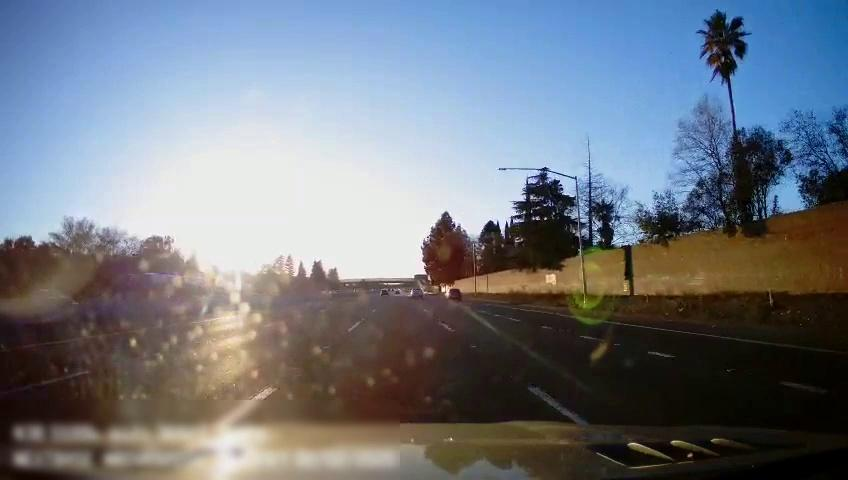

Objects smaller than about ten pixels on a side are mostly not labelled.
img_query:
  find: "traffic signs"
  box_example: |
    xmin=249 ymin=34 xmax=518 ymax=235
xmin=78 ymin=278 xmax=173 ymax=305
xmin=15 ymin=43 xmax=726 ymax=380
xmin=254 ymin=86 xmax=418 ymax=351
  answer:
xmin=414 ymin=274 xmax=427 ymax=282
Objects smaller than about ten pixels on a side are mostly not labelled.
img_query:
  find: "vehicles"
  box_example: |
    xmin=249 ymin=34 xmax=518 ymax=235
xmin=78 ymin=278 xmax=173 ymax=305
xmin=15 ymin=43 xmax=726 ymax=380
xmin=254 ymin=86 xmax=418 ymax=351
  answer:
xmin=409 ymin=287 xmax=425 ymax=300
xmin=380 ymin=288 xmax=390 ymax=296
xmin=119 ymin=271 xmax=203 ymax=298
xmin=444 ymin=287 xmax=462 ymax=301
